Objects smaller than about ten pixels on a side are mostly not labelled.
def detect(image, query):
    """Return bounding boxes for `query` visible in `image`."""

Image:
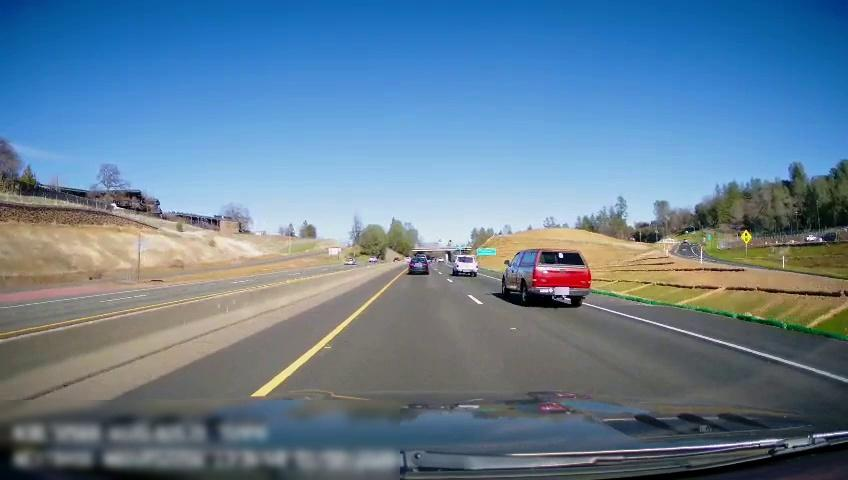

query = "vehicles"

[500,247,593,307]
[343,258,356,265]
[368,256,379,263]
[452,254,478,278]
[407,257,429,275]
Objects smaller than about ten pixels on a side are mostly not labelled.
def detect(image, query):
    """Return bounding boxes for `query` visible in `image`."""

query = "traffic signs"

[475,247,497,257]
[741,230,752,244]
